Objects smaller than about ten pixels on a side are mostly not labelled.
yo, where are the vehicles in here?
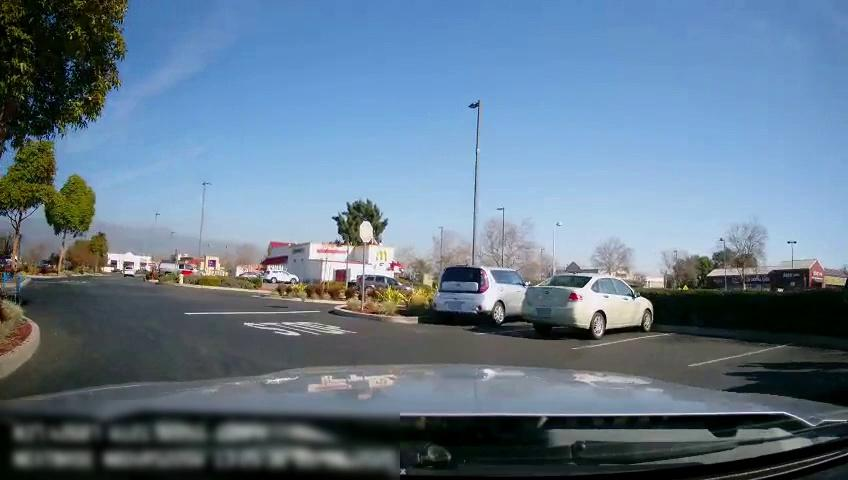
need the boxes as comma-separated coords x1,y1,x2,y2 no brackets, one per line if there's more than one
264,270,299,284
432,265,533,329
157,262,199,278
355,274,411,295
124,266,136,278
239,272,261,280
522,273,654,341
